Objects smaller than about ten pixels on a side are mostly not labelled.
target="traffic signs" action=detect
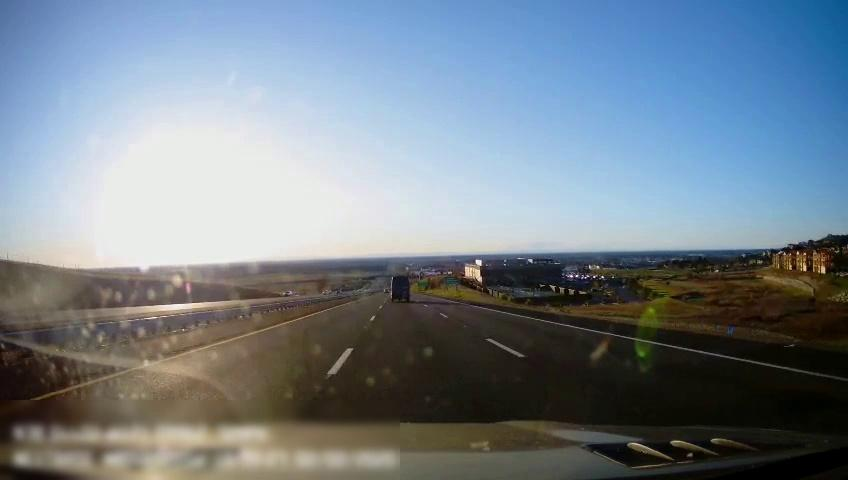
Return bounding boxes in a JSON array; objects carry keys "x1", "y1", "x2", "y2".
[
  {"x1": 444, "y1": 276, "x2": 459, "y2": 285},
  {"x1": 418, "y1": 281, "x2": 429, "y2": 287}
]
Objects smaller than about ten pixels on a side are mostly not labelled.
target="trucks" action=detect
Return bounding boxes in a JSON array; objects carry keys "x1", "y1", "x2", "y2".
[{"x1": 391, "y1": 276, "x2": 410, "y2": 302}]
